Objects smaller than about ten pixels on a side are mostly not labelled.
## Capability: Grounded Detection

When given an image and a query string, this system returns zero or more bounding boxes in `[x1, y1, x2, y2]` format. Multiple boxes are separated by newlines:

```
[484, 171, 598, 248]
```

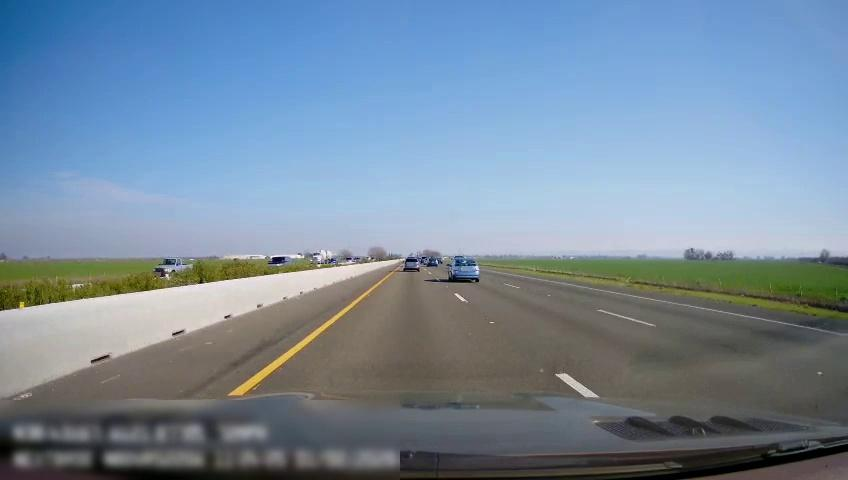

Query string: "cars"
[403, 257, 421, 272]
[426, 257, 439, 268]
[265, 256, 291, 268]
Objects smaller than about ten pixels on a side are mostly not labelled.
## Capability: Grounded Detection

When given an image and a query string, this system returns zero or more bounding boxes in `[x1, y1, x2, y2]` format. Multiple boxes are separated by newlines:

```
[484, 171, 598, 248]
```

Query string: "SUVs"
[445, 257, 480, 282]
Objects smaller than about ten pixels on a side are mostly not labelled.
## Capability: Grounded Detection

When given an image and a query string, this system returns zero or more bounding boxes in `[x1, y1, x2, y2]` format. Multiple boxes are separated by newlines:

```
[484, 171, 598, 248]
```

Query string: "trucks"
[152, 257, 193, 278]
